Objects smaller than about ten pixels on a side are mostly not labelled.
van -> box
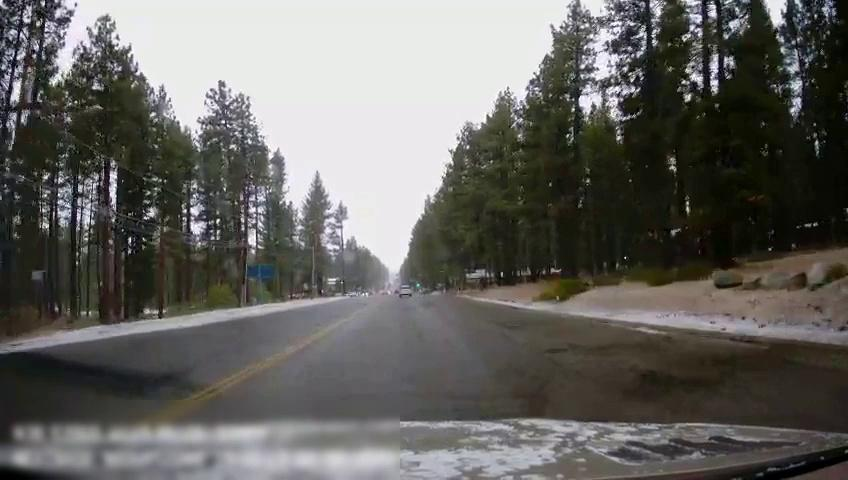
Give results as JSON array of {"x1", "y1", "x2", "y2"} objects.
[{"x1": 397, "y1": 285, "x2": 412, "y2": 298}]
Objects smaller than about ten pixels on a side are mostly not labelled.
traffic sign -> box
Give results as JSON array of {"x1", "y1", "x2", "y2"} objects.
[{"x1": 476, "y1": 269, "x2": 487, "y2": 278}]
